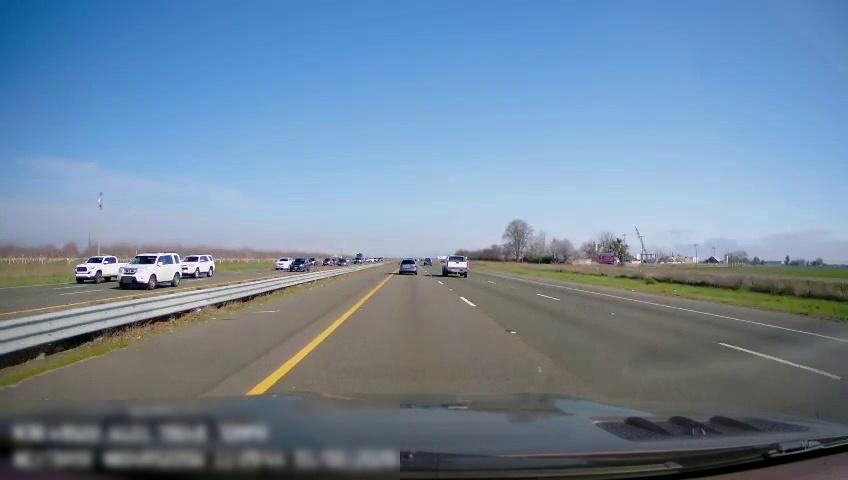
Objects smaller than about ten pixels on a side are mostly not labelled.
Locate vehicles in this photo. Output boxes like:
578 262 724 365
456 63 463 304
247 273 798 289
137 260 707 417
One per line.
398 258 418 275
308 258 319 267
322 257 334 266
116 253 182 290
74 256 128 284
289 258 312 273
440 255 468 278
354 256 365 265
181 255 216 279
337 258 350 266
275 258 295 270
